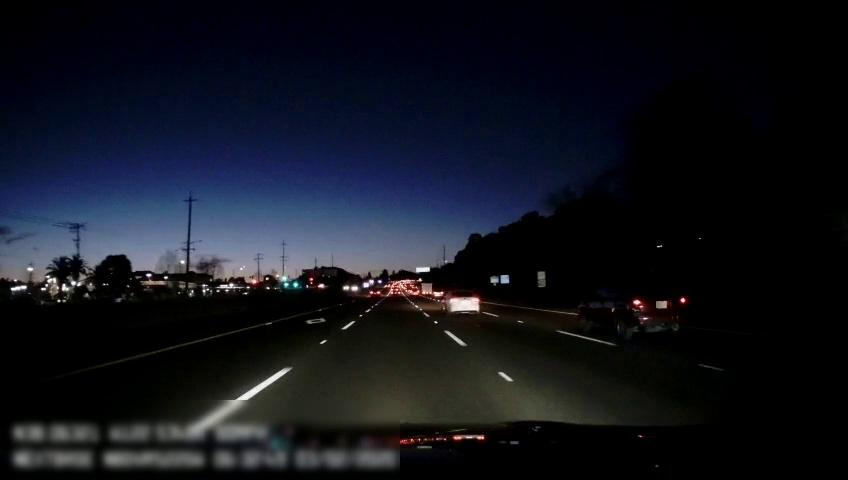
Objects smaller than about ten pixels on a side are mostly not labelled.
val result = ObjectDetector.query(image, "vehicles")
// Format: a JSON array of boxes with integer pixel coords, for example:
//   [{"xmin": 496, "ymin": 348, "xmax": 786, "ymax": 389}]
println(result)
[
  {"xmin": 441, "ymin": 289, "xmax": 480, "ymax": 316},
  {"xmin": 419, "ymin": 283, "xmax": 433, "ymax": 300},
  {"xmin": 370, "ymin": 288, "xmax": 381, "ymax": 298},
  {"xmin": 579, "ymin": 277, "xmax": 689, "ymax": 342}
]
